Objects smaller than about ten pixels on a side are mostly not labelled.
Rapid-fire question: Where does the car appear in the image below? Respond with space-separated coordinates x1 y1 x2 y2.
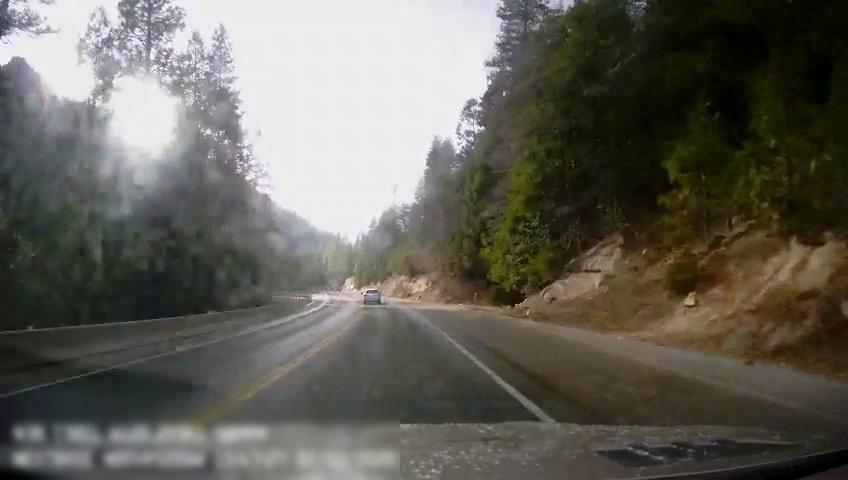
360 287 381 304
